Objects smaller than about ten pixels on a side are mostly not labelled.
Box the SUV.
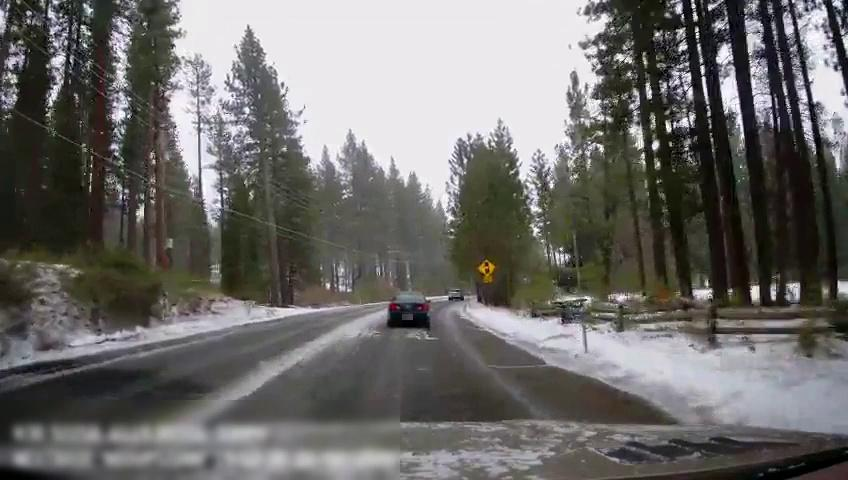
[448,288,464,301]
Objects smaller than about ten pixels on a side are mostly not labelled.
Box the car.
[388,293,431,329]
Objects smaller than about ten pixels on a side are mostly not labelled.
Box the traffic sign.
[477,258,497,278]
